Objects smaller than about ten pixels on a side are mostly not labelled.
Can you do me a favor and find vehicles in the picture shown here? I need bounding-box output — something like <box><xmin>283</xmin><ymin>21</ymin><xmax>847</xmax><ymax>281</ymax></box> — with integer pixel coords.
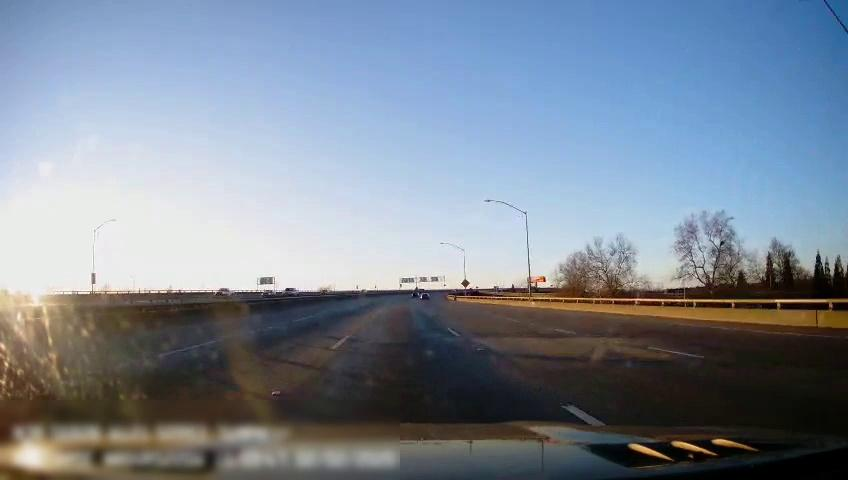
<box><xmin>214</xmin><ymin>287</ymin><xmax>233</xmax><ymax>296</ymax></box>
<box><xmin>281</xmin><ymin>287</ymin><xmax>299</xmax><ymax>297</ymax></box>
<box><xmin>261</xmin><ymin>290</ymin><xmax>276</xmax><ymax>298</ymax></box>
